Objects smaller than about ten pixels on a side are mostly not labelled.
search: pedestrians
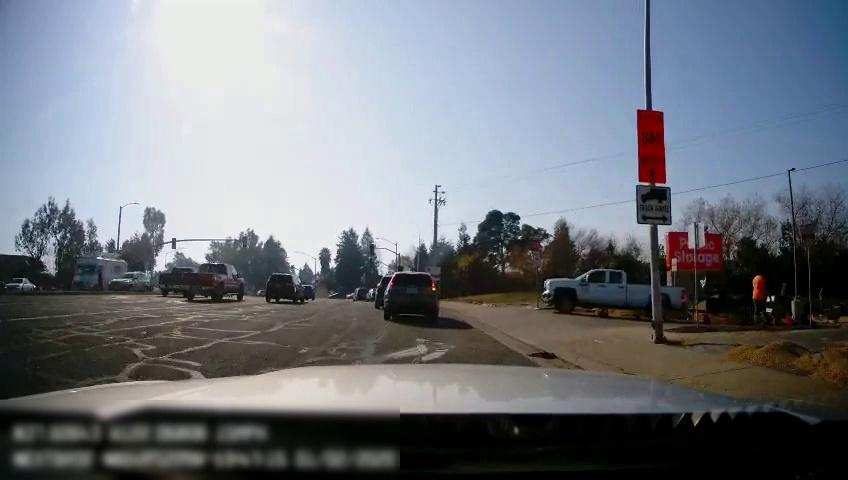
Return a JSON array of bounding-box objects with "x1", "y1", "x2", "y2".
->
[{"x1": 752, "y1": 269, "x2": 771, "y2": 327}]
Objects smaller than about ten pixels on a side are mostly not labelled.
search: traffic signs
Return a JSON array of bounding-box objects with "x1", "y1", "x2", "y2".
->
[
  {"x1": 636, "y1": 185, "x2": 673, "y2": 225},
  {"x1": 637, "y1": 108, "x2": 668, "y2": 184}
]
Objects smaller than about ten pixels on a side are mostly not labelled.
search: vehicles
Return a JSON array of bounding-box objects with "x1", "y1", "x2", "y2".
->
[
  {"x1": 264, "y1": 272, "x2": 306, "y2": 306},
  {"x1": 382, "y1": 271, "x2": 440, "y2": 324},
  {"x1": 69, "y1": 255, "x2": 128, "y2": 289},
  {"x1": 108, "y1": 272, "x2": 152, "y2": 290},
  {"x1": 5, "y1": 277, "x2": 34, "y2": 288},
  {"x1": 351, "y1": 287, "x2": 367, "y2": 301},
  {"x1": 541, "y1": 268, "x2": 686, "y2": 322},
  {"x1": 174, "y1": 261, "x2": 247, "y2": 304},
  {"x1": 373, "y1": 277, "x2": 391, "y2": 309},
  {"x1": 365, "y1": 287, "x2": 377, "y2": 301},
  {"x1": 304, "y1": 284, "x2": 315, "y2": 300},
  {"x1": 156, "y1": 266, "x2": 195, "y2": 296}
]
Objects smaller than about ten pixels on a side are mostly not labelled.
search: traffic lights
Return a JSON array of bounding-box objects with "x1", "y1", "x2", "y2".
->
[
  {"x1": 369, "y1": 244, "x2": 375, "y2": 256},
  {"x1": 241, "y1": 236, "x2": 248, "y2": 248},
  {"x1": 171, "y1": 237, "x2": 177, "y2": 250}
]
